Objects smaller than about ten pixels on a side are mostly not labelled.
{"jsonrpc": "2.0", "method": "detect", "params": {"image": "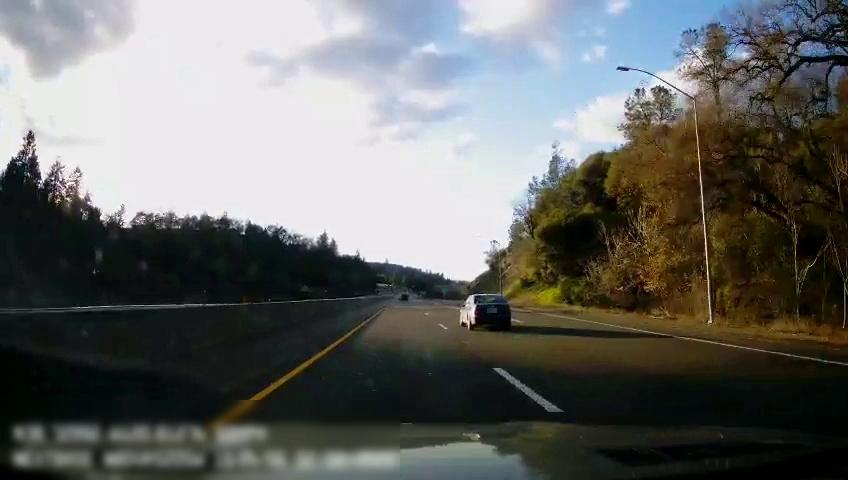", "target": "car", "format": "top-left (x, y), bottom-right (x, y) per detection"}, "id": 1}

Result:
top-left (458, 293), bottom-right (512, 332)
